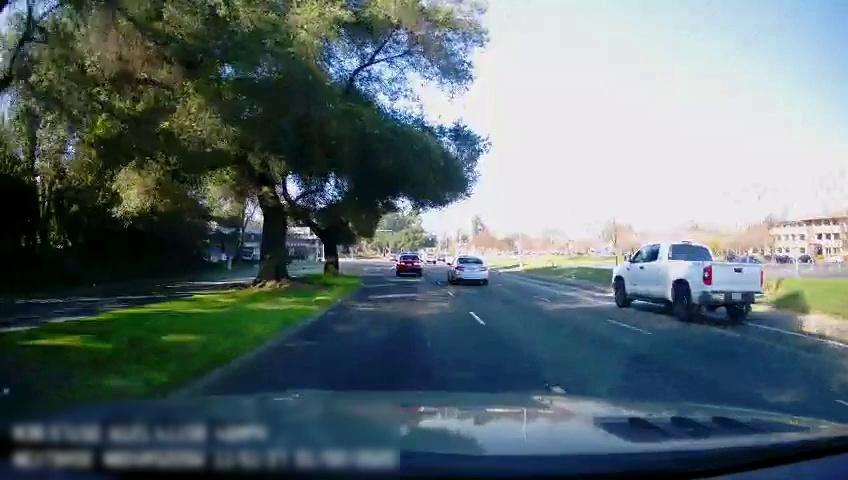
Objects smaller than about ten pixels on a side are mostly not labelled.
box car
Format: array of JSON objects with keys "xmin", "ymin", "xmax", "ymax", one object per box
[{"xmin": 446, "ymin": 255, "xmax": 489, "ymax": 284}]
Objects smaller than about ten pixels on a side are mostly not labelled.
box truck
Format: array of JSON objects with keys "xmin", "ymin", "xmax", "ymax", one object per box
[{"xmin": 611, "ymin": 239, "xmax": 765, "ymax": 324}]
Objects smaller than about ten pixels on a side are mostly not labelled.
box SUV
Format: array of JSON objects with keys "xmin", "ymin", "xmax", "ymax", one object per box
[{"xmin": 395, "ymin": 253, "xmax": 422, "ymax": 277}]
